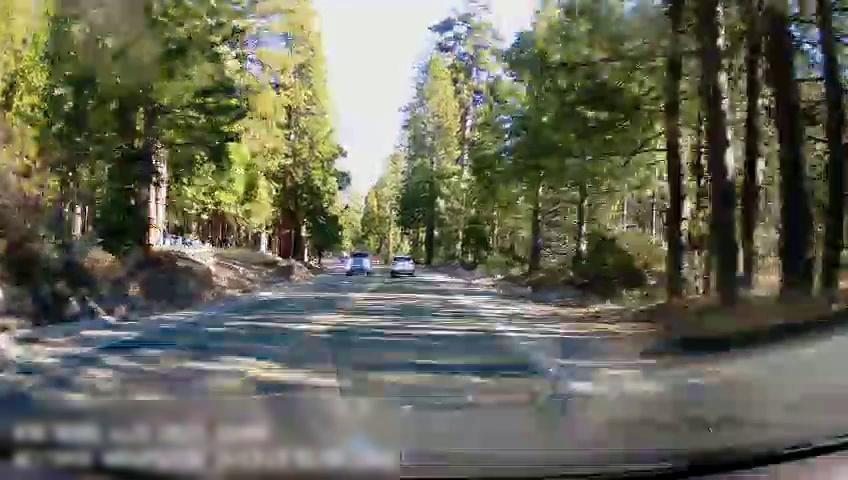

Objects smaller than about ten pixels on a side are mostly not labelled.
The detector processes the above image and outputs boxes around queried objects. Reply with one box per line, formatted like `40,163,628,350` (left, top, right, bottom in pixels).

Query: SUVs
388,255,416,278
346,253,373,276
